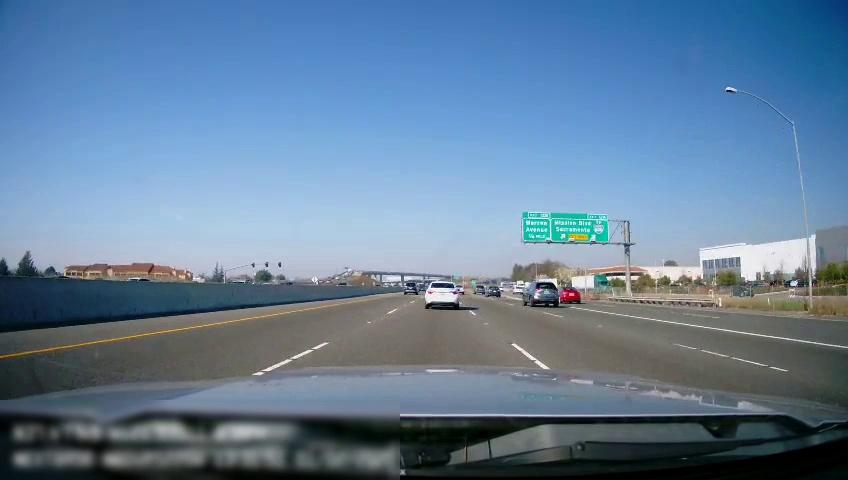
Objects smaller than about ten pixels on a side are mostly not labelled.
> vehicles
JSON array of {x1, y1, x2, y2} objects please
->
[
  {"x1": 512, "y1": 286, "x2": 524, "y2": 295},
  {"x1": 521, "y1": 281, "x2": 560, "y2": 309},
  {"x1": 125, "y1": 277, "x2": 151, "y2": 282},
  {"x1": 452, "y1": 285, "x2": 465, "y2": 296},
  {"x1": 424, "y1": 280, "x2": 460, "y2": 310},
  {"x1": 403, "y1": 282, "x2": 419, "y2": 296},
  {"x1": 572, "y1": 274, "x2": 610, "y2": 294},
  {"x1": 537, "y1": 277, "x2": 558, "y2": 291},
  {"x1": 729, "y1": 285, "x2": 755, "y2": 298},
  {"x1": 552, "y1": 287, "x2": 581, "y2": 304},
  {"x1": 473, "y1": 285, "x2": 486, "y2": 295},
  {"x1": 487, "y1": 286, "x2": 501, "y2": 298}
]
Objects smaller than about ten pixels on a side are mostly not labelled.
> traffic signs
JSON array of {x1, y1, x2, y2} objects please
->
[{"x1": 521, "y1": 210, "x2": 610, "y2": 243}]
